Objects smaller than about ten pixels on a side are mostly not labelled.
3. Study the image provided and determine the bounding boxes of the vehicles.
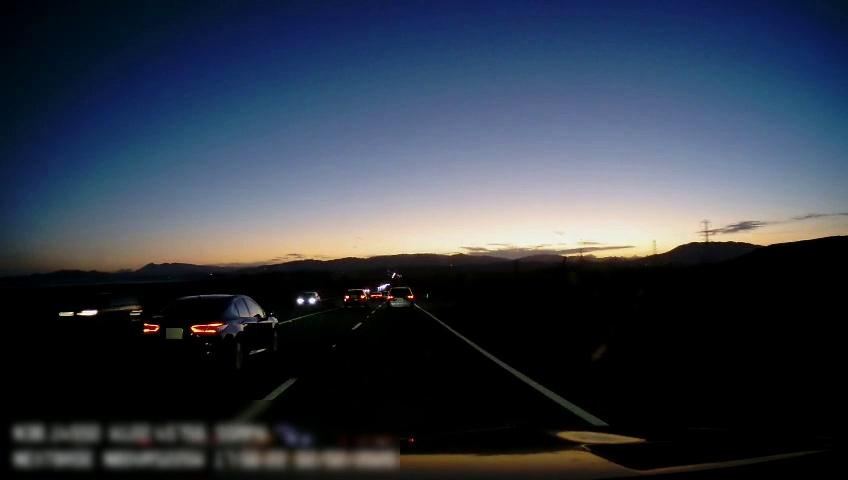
[387,286,414,312]
[56,292,143,328]
[344,288,368,310]
[141,294,280,373]
[294,291,321,307]
[370,291,384,303]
